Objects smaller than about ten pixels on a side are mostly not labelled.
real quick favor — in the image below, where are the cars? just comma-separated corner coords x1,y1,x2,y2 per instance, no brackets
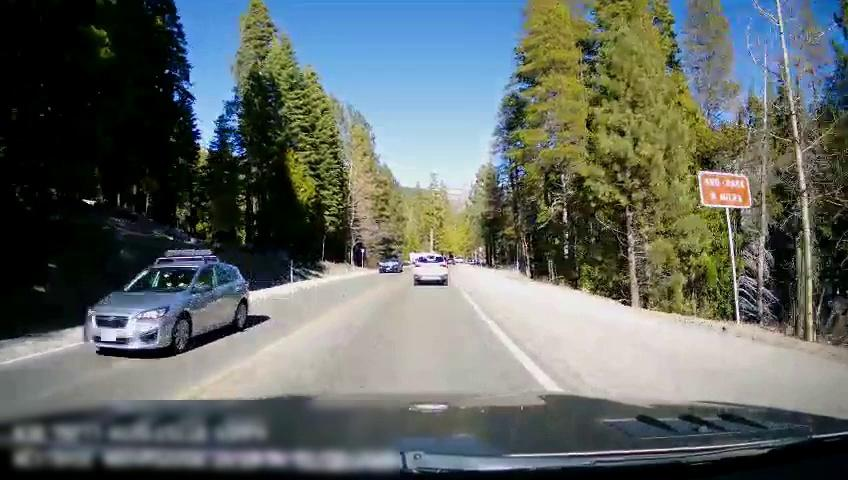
82,248,250,355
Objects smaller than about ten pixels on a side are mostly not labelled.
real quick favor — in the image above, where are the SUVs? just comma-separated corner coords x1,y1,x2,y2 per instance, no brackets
412,254,449,286
376,254,404,274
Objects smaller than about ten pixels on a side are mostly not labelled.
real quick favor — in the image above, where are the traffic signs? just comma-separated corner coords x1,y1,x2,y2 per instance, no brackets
696,170,752,209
